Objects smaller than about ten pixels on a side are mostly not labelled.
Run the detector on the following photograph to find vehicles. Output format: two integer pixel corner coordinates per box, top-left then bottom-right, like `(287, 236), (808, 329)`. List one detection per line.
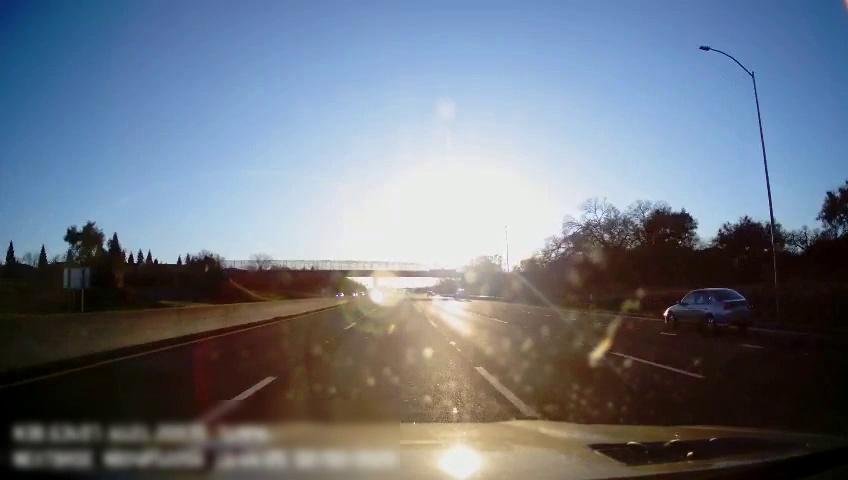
(663, 288), (754, 333)
(455, 289), (469, 300)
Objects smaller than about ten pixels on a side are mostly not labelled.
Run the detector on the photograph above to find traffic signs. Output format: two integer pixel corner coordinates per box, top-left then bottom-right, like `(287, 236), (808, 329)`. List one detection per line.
(430, 269), (456, 277)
